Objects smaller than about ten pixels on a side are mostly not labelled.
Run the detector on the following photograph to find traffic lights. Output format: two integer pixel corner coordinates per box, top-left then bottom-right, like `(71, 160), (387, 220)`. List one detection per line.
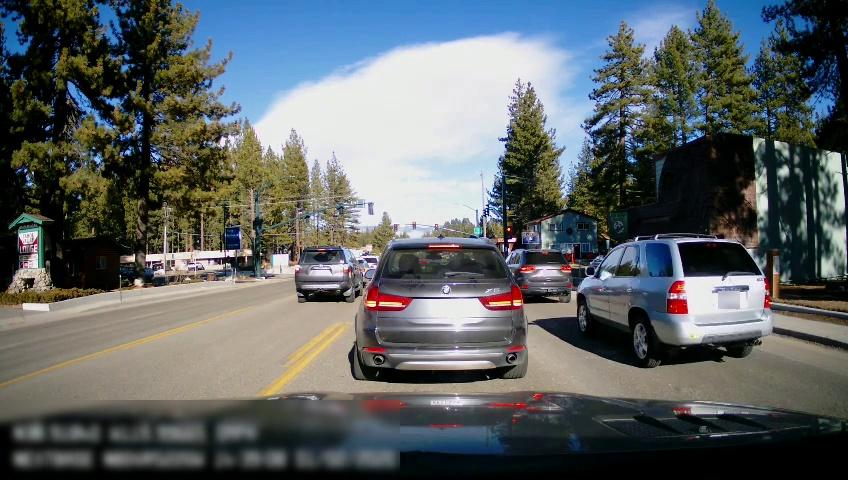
(484, 202), (490, 216)
(368, 202), (374, 215)
(338, 206), (343, 217)
(506, 226), (512, 238)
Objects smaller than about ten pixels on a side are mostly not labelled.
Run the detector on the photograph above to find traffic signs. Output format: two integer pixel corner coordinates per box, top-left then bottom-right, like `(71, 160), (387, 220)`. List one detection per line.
(473, 225), (483, 237)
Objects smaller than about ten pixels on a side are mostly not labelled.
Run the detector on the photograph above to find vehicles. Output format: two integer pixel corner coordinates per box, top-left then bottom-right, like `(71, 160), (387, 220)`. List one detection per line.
(295, 247), (363, 302)
(230, 259), (255, 273)
(573, 232), (773, 370)
(360, 260), (370, 286)
(354, 239), (527, 379)
(506, 248), (574, 305)
(187, 262), (204, 272)
(360, 255), (379, 267)
(144, 262), (171, 274)
(125, 267), (152, 280)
